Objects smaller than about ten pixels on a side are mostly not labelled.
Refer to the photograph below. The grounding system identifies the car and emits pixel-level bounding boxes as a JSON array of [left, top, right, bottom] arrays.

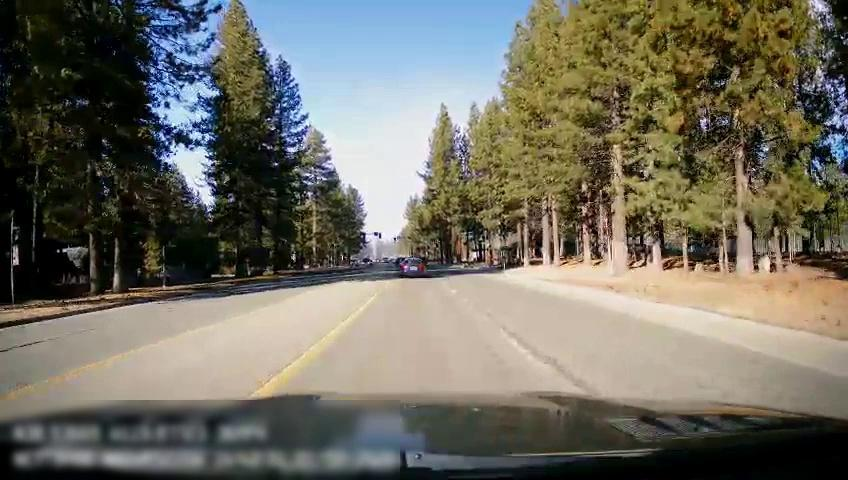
[[395, 256, 423, 278]]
